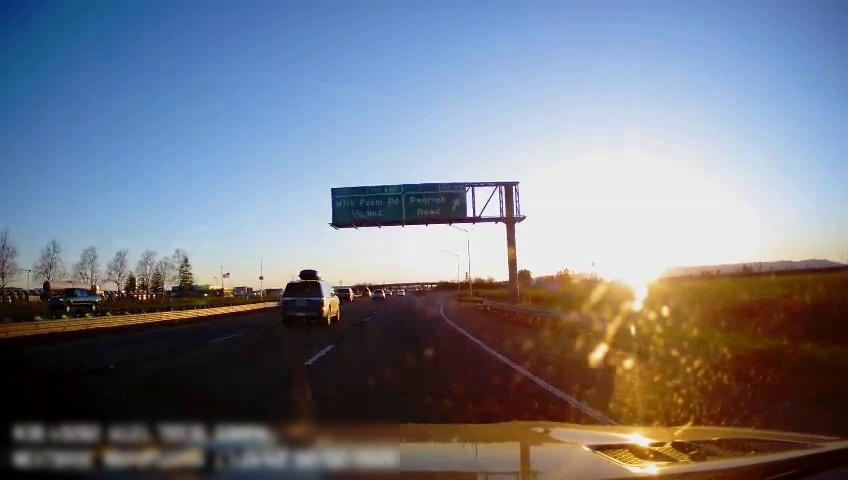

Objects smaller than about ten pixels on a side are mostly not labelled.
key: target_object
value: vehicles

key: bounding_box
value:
[373,288,386,300]
[278,269,340,328]
[337,289,353,302]
[48,288,100,314]
[361,287,372,299]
